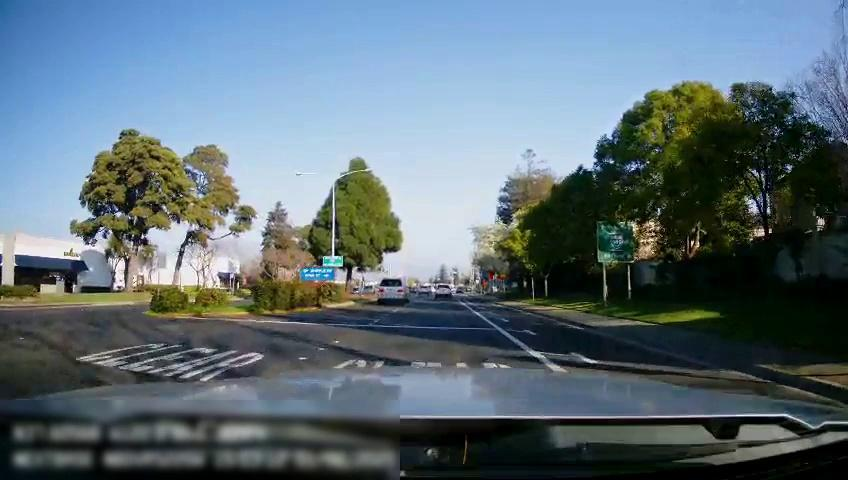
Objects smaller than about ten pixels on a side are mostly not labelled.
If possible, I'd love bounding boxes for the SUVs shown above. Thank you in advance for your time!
[377,278,410,304]
[432,282,452,299]
[417,284,432,295]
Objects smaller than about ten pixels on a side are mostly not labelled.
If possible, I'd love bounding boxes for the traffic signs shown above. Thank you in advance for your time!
[321,255,344,268]
[298,264,337,285]
[596,220,639,264]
